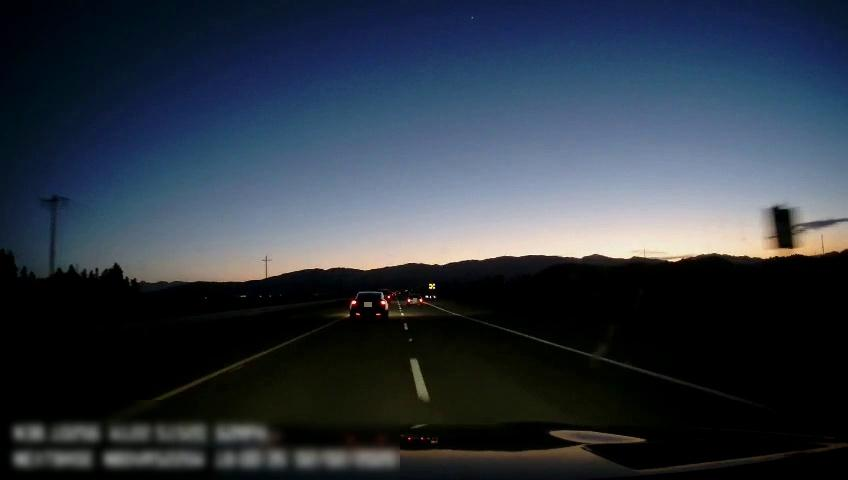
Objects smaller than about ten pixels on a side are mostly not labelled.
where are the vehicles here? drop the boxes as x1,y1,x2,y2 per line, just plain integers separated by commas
350,290,390,320
407,294,423,306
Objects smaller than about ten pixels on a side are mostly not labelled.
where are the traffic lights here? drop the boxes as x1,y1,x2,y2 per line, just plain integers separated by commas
776,208,793,248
